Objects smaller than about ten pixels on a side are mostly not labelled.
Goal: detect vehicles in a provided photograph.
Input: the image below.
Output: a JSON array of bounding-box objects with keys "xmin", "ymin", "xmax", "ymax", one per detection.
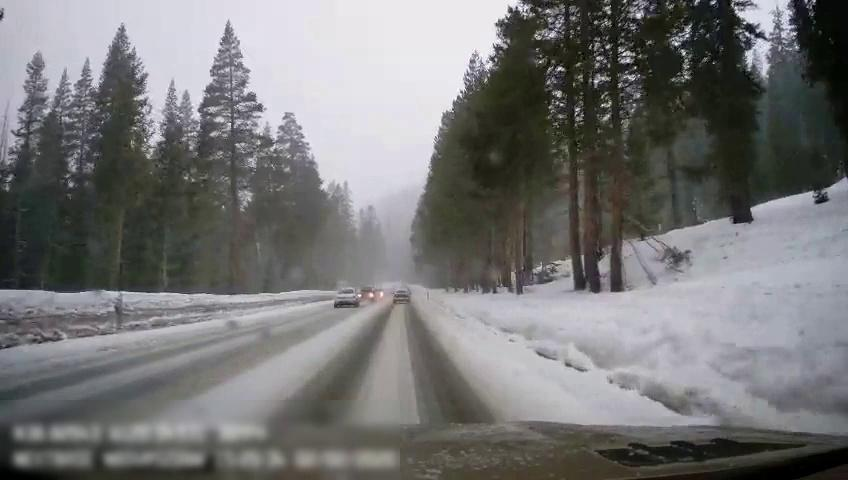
[
  {"xmin": 333, "ymin": 287, "xmax": 360, "ymax": 308},
  {"xmin": 358, "ymin": 286, "xmax": 376, "ymax": 304},
  {"xmin": 392, "ymin": 288, "xmax": 411, "ymax": 304}
]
